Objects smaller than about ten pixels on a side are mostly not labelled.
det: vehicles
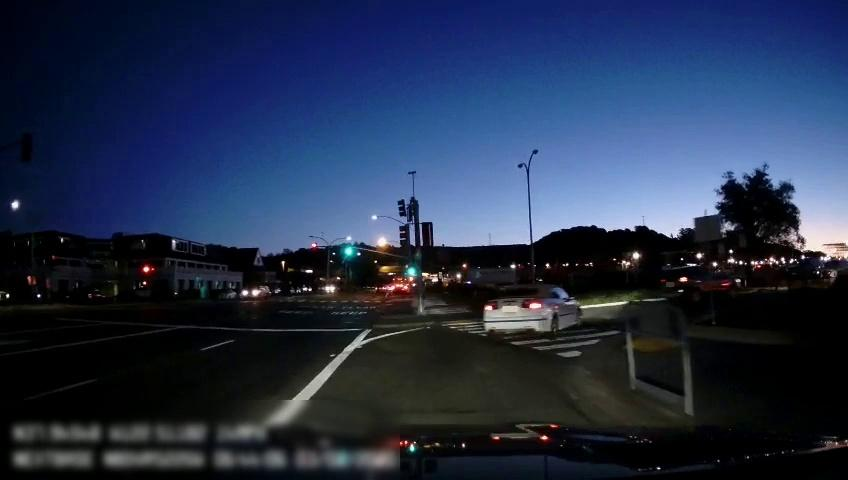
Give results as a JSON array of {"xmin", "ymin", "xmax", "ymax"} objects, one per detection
[
  {"xmin": 483, "ymin": 284, "xmax": 585, "ymax": 341},
  {"xmin": 218, "ymin": 289, "xmax": 238, "ymax": 302},
  {"xmin": 241, "ymin": 285, "xmax": 268, "ymax": 302},
  {"xmin": 67, "ymin": 285, "xmax": 107, "ymax": 306},
  {"xmin": 659, "ymin": 264, "xmax": 741, "ymax": 306}
]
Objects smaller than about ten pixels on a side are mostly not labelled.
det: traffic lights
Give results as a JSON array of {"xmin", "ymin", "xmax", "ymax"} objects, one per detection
[
  {"xmin": 399, "ymin": 225, "xmax": 410, "ymax": 248},
  {"xmin": 346, "ymin": 245, "xmax": 353, "ymax": 259},
  {"xmin": 383, "ymin": 263, "xmax": 390, "ymax": 278},
  {"xmin": 398, "ymin": 200, "xmax": 407, "ymax": 217},
  {"xmin": 311, "ymin": 241, "xmax": 317, "ymax": 255}
]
